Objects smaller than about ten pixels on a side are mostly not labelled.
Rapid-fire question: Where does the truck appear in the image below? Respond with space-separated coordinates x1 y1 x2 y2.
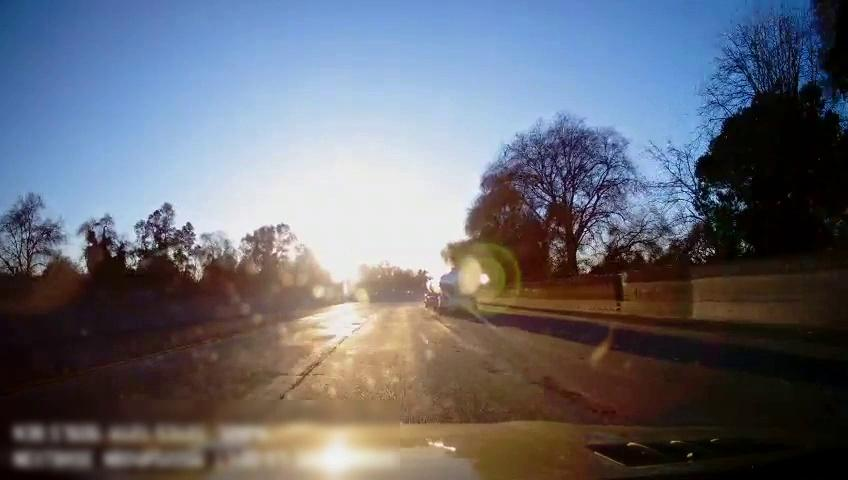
424 272 477 317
